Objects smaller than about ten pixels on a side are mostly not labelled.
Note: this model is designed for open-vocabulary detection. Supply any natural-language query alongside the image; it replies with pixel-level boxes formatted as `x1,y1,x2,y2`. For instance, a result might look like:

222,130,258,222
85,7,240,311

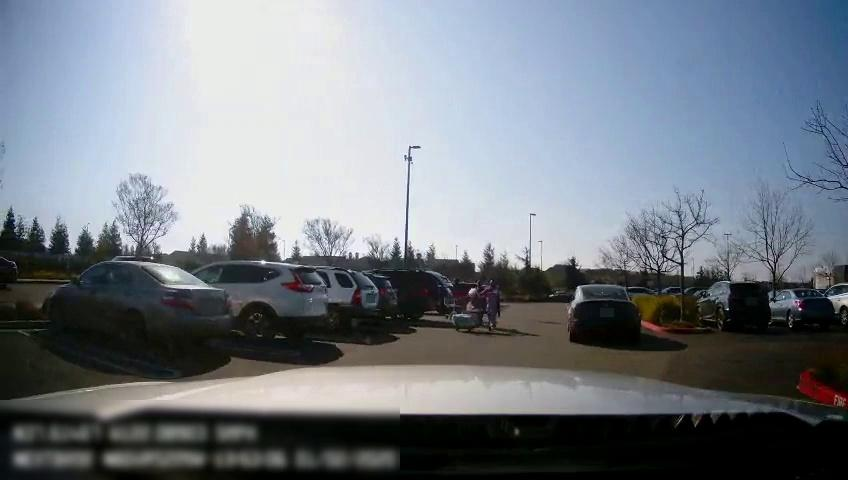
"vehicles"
46,259,234,350
566,284,641,343
366,273,399,309
697,280,773,332
0,255,17,289
626,286,657,296
111,256,155,262
769,288,834,332
193,259,329,343
453,281,467,314
321,266,380,329
372,267,453,324
823,282,848,328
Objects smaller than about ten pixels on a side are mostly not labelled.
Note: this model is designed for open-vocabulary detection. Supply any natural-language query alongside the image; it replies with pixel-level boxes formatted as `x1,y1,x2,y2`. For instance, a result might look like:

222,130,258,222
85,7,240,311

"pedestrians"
468,279,486,308
485,278,501,330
